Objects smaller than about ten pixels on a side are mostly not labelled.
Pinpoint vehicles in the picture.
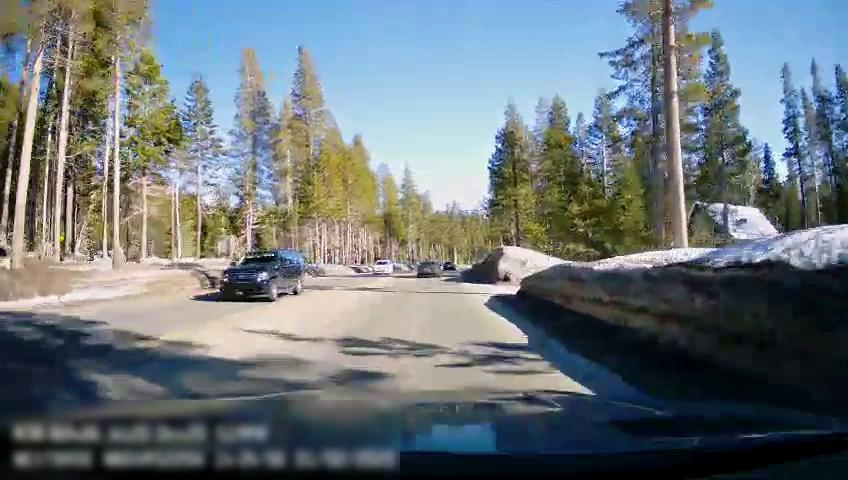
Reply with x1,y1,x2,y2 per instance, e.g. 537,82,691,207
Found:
442,261,455,272
415,260,439,279
221,248,305,303
371,260,394,276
